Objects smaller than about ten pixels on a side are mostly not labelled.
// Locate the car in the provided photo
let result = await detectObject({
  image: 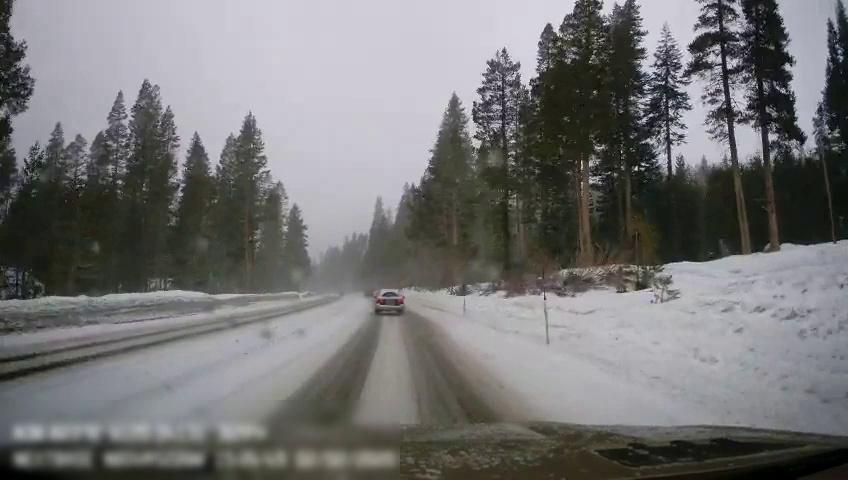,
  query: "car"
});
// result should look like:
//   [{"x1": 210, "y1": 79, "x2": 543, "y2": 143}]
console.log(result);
[{"x1": 373, "y1": 287, "x2": 406, "y2": 316}]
